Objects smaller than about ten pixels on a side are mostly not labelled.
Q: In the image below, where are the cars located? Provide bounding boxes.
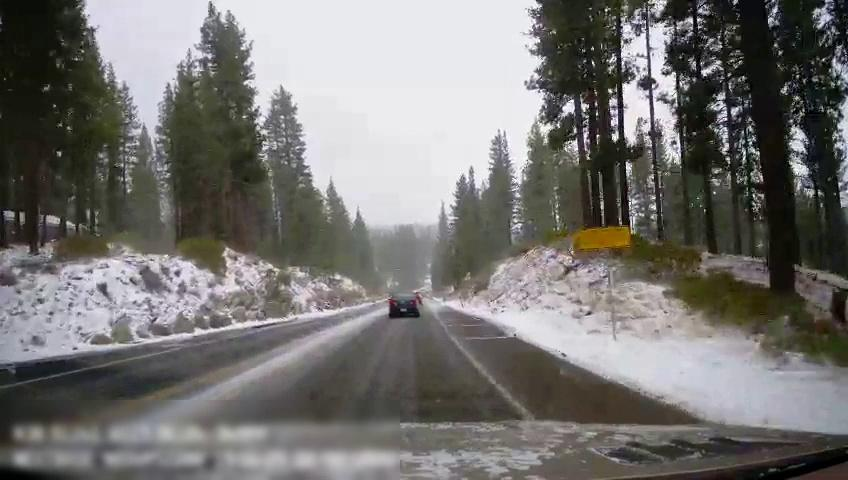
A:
[388,290,421,319]
[406,289,423,305]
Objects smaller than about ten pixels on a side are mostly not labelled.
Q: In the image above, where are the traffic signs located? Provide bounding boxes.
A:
[575,226,632,251]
